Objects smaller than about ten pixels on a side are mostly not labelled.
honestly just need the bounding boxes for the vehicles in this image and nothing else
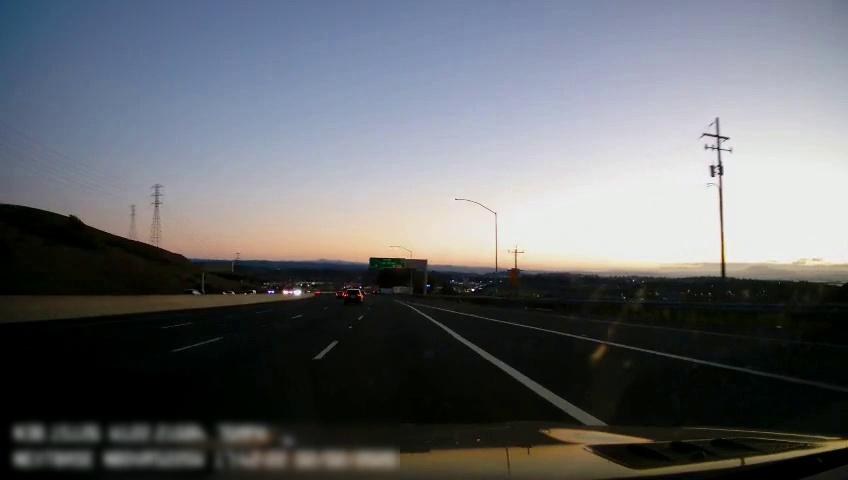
[344,287,363,304]
[222,290,235,296]
[363,284,381,296]
[394,286,411,295]
[244,289,256,295]
[183,288,202,295]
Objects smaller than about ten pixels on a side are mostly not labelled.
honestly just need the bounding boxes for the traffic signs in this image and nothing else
[369,256,407,271]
